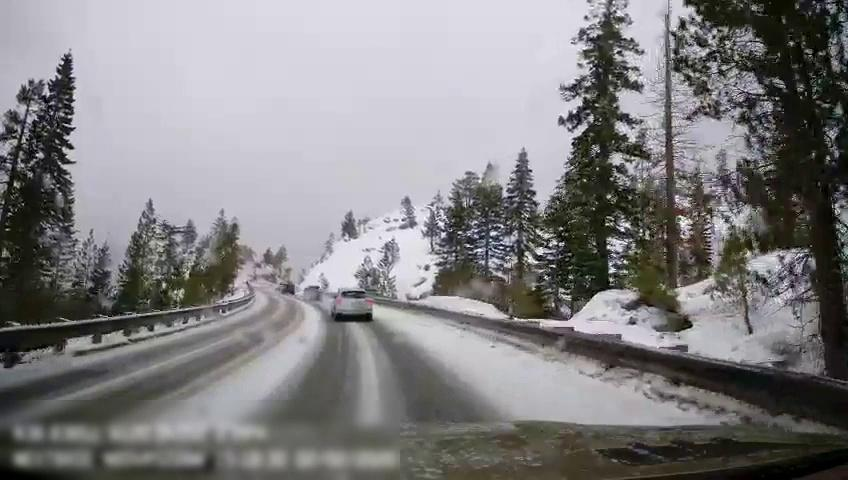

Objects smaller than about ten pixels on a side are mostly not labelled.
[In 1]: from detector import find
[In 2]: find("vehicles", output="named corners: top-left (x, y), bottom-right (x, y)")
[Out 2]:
top-left (330, 288), bottom-right (373, 322)
top-left (303, 285), bottom-right (321, 301)
top-left (281, 283), bottom-right (295, 295)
